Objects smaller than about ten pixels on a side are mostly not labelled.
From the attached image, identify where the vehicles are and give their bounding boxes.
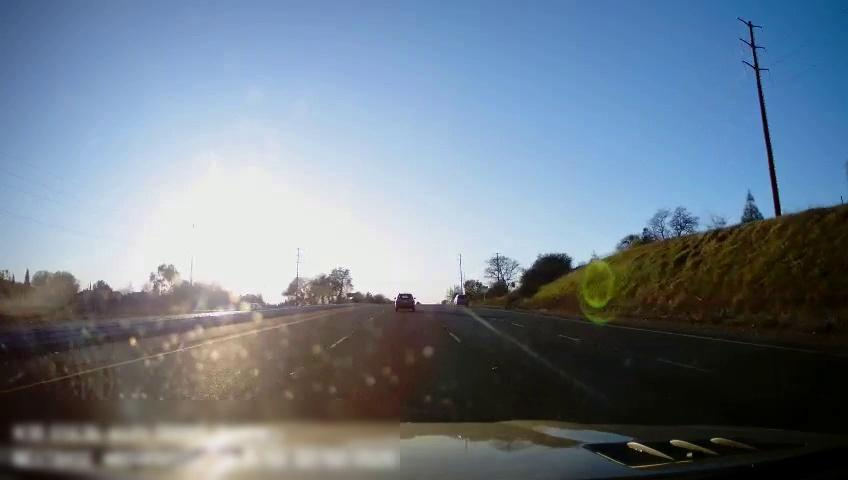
[393,293,416,312]
[454,294,469,307]
[245,303,262,312]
